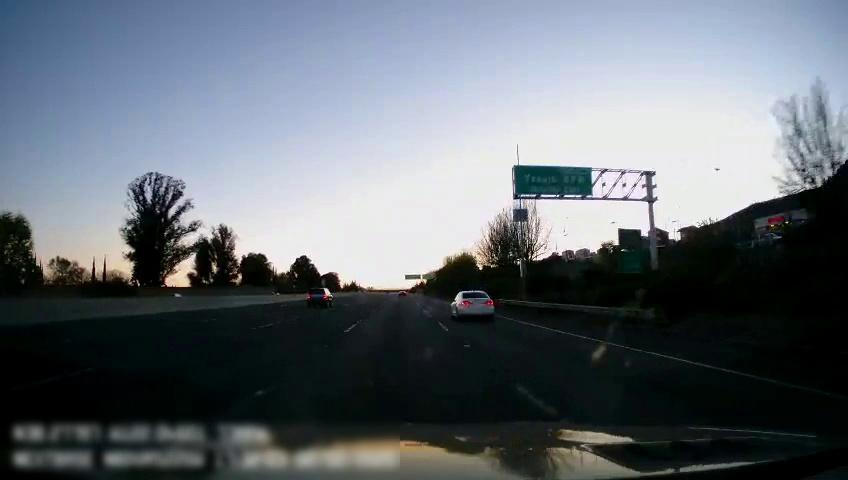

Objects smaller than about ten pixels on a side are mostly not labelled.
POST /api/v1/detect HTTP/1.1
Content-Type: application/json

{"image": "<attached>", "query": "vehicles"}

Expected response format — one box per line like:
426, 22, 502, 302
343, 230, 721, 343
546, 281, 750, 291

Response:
451, 291, 495, 320
307, 287, 333, 308
166, 293, 183, 298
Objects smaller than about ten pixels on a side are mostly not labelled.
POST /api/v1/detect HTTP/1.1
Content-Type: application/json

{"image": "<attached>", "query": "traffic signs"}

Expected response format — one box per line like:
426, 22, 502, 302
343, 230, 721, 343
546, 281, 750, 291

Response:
514, 165, 592, 196
406, 275, 421, 279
